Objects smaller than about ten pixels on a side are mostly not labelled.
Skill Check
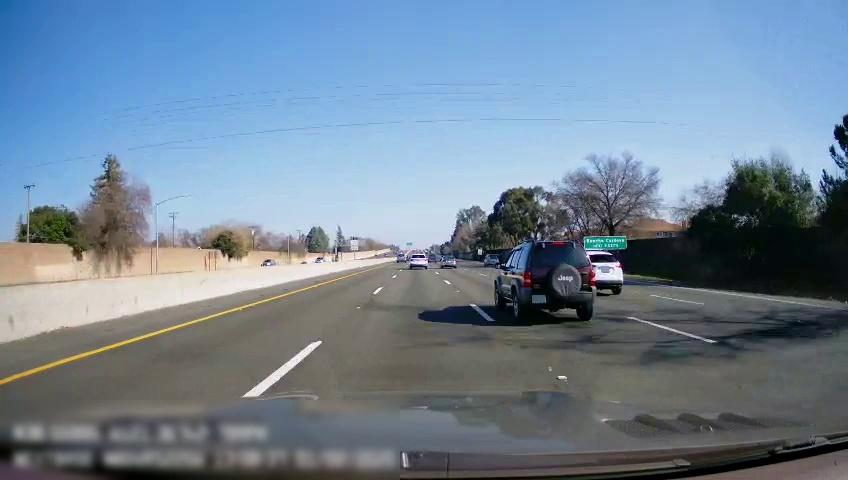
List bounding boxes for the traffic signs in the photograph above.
[583,235,627,251]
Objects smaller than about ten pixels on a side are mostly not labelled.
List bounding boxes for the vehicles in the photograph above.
[483,253,500,267]
[314,256,327,264]
[585,251,625,295]
[260,258,277,267]
[493,242,596,321]
[396,252,407,263]
[440,254,457,269]
[409,253,429,269]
